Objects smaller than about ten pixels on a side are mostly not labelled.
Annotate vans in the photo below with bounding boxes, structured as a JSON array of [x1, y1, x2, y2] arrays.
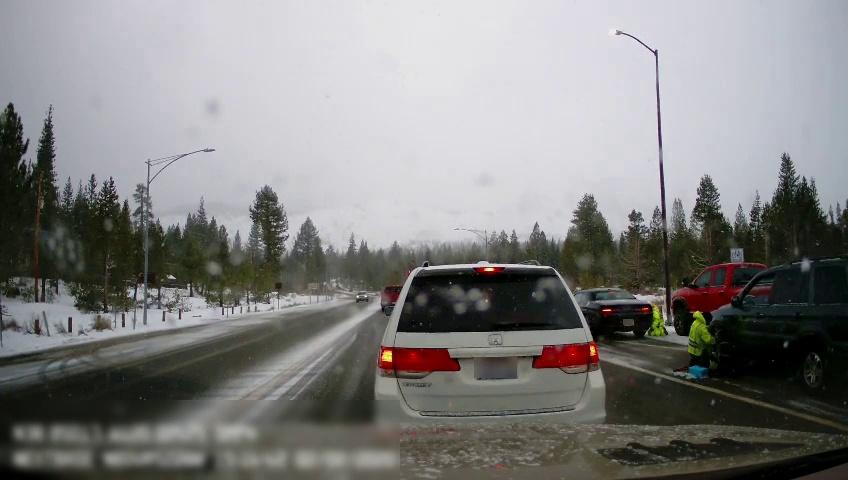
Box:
[[373, 260, 606, 425]]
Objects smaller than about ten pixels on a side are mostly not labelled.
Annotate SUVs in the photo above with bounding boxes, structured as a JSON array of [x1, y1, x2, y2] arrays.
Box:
[[356, 290, 369, 303], [701, 256, 848, 391]]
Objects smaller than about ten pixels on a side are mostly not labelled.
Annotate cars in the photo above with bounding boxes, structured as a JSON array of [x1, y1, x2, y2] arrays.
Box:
[[573, 287, 654, 336]]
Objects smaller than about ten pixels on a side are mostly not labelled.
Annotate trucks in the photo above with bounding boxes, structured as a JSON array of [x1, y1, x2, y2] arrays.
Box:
[[380, 284, 403, 313], [671, 263, 769, 336]]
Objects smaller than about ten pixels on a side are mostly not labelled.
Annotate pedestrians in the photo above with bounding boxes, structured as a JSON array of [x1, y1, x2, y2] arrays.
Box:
[[686, 310, 721, 368], [648, 302, 669, 338]]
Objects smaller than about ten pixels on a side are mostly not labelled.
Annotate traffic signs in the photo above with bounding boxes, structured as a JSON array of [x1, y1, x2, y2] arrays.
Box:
[[730, 247, 744, 262]]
